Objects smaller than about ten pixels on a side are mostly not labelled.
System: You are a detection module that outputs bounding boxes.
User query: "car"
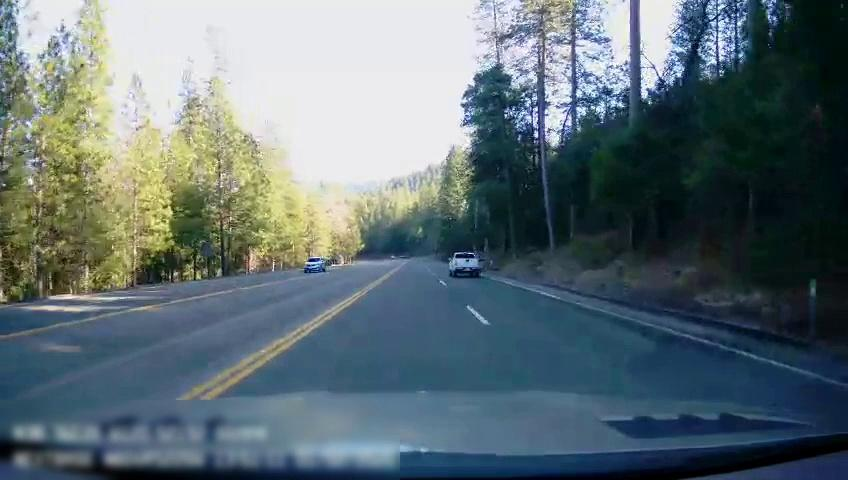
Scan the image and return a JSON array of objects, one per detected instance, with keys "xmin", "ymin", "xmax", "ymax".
[{"xmin": 304, "ymin": 256, "xmax": 328, "ymax": 273}]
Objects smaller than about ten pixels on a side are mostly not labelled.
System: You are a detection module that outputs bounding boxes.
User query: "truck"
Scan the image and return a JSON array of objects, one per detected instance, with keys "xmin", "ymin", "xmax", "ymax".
[{"xmin": 447, "ymin": 251, "xmax": 481, "ymax": 278}]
